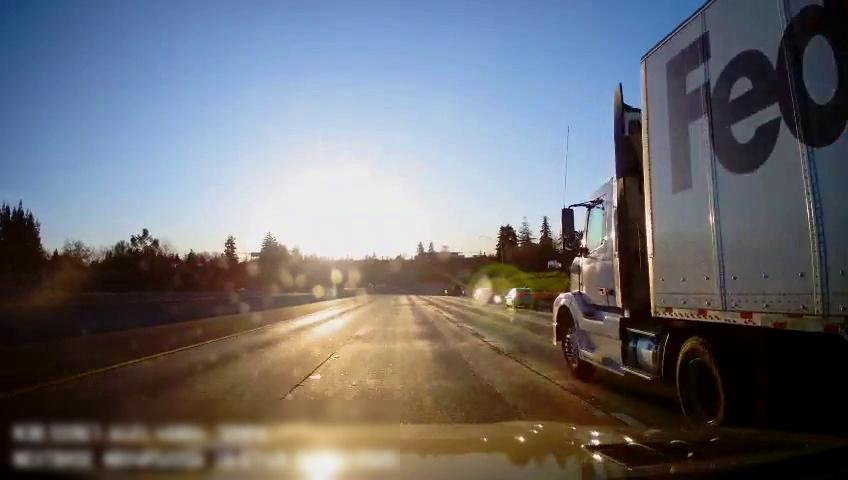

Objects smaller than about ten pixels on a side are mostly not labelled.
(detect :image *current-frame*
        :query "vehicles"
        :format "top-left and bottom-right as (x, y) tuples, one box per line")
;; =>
(551, 0), (848, 429)
(504, 287), (539, 309)
(474, 287), (493, 303)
